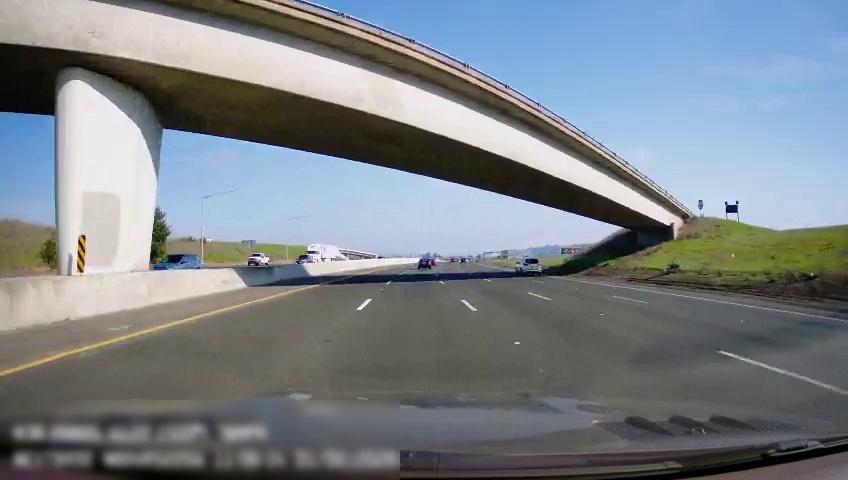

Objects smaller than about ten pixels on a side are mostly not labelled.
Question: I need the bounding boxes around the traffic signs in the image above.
[77,233,86,274]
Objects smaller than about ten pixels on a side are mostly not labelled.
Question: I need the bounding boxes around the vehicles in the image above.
[151,252,202,273]
[304,244,337,264]
[295,255,317,265]
[418,259,431,270]
[516,258,543,276]
[247,252,270,266]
